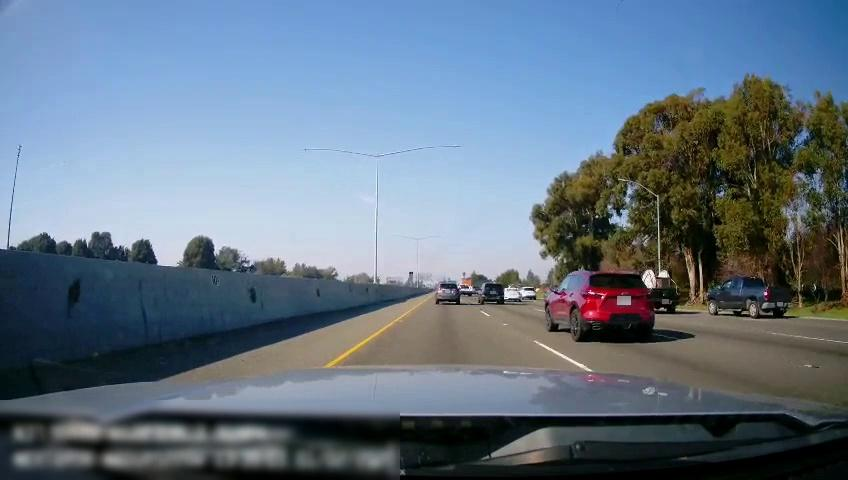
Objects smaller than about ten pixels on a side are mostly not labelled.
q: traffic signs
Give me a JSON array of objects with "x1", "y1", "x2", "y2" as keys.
[{"x1": 408, "y1": 271, "x2": 414, "y2": 283}]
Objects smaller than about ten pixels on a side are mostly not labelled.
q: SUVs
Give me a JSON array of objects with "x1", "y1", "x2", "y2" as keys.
[
  {"x1": 477, "y1": 282, "x2": 505, "y2": 305},
  {"x1": 435, "y1": 280, "x2": 462, "y2": 306},
  {"x1": 545, "y1": 269, "x2": 657, "y2": 344}
]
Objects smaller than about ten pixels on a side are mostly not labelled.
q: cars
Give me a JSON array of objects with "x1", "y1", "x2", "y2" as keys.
[
  {"x1": 504, "y1": 287, "x2": 521, "y2": 303},
  {"x1": 519, "y1": 286, "x2": 537, "y2": 301}
]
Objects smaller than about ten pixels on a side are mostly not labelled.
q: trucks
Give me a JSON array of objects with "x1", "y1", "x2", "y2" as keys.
[
  {"x1": 460, "y1": 283, "x2": 473, "y2": 296},
  {"x1": 704, "y1": 274, "x2": 794, "y2": 319},
  {"x1": 642, "y1": 269, "x2": 682, "y2": 313}
]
